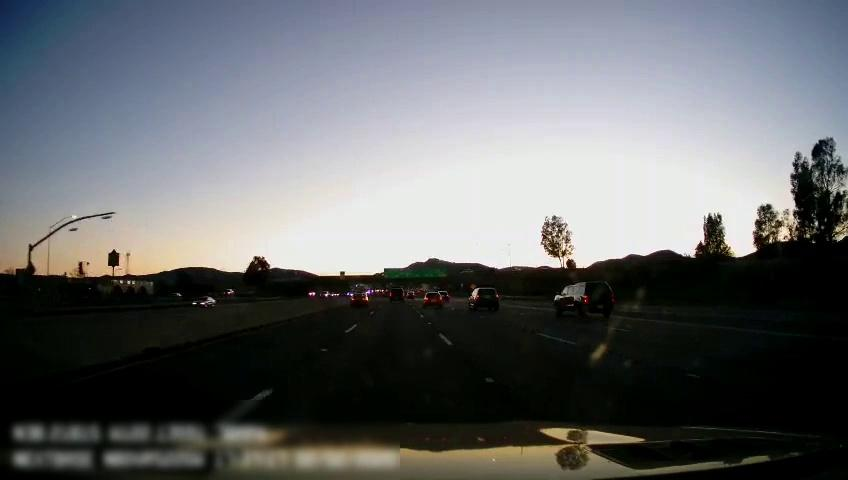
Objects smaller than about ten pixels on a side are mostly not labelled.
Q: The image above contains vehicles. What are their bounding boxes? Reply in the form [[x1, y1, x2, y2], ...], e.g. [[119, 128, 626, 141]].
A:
[[389, 287, 405, 303], [553, 279, 616, 319], [223, 288, 235, 296], [437, 290, 449, 303], [319, 290, 332, 298], [191, 296, 216, 307], [468, 287, 500, 312], [350, 292, 369, 308], [423, 291, 443, 308]]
